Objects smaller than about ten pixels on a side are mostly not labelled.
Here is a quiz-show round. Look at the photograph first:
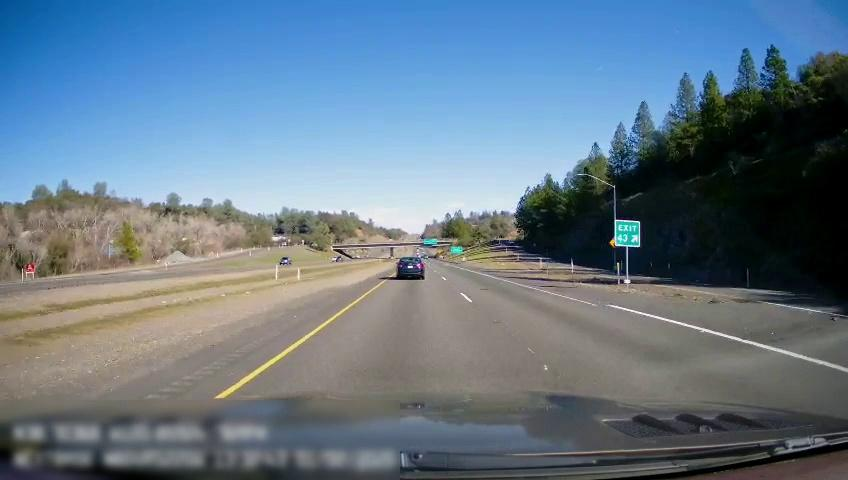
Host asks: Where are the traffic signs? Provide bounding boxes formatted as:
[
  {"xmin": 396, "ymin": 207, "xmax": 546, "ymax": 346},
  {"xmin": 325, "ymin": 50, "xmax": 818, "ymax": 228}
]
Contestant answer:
[
  {"xmin": 609, "ymin": 238, "xmax": 620, "ymax": 248},
  {"xmin": 423, "ymin": 238, "xmax": 438, "ymax": 245},
  {"xmin": 615, "ymin": 219, "xmax": 641, "ymax": 247},
  {"xmin": 450, "ymin": 246, "xmax": 463, "ymax": 254}
]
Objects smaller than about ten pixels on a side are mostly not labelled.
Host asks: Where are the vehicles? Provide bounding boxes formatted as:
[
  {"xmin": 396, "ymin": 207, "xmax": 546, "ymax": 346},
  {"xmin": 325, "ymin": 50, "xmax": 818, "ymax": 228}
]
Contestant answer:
[
  {"xmin": 396, "ymin": 256, "xmax": 425, "ymax": 279},
  {"xmin": 278, "ymin": 256, "xmax": 293, "ymax": 266}
]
